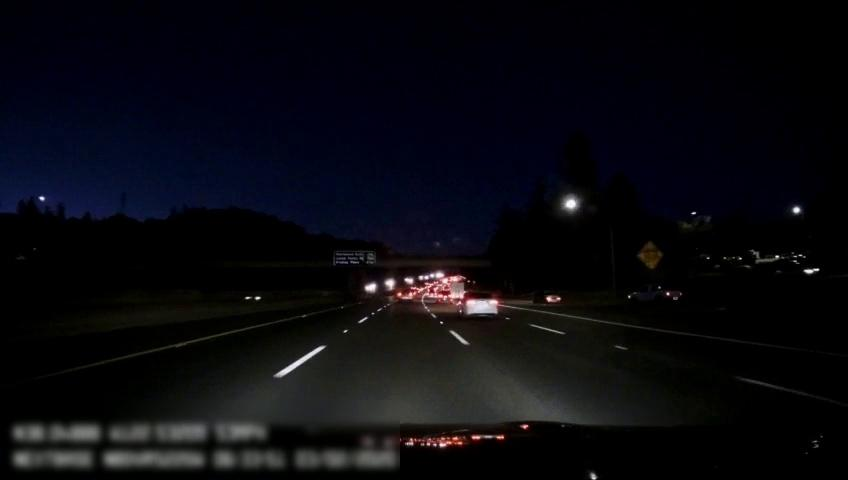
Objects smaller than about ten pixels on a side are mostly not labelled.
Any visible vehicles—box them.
[436,289,452,304]
[451,281,465,303]
[397,289,414,303]
[627,282,683,306]
[803,256,844,275]
[532,291,562,304]
[244,294,265,302]
[456,291,498,321]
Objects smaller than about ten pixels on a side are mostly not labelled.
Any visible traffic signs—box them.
[334,249,376,266]
[637,240,663,269]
